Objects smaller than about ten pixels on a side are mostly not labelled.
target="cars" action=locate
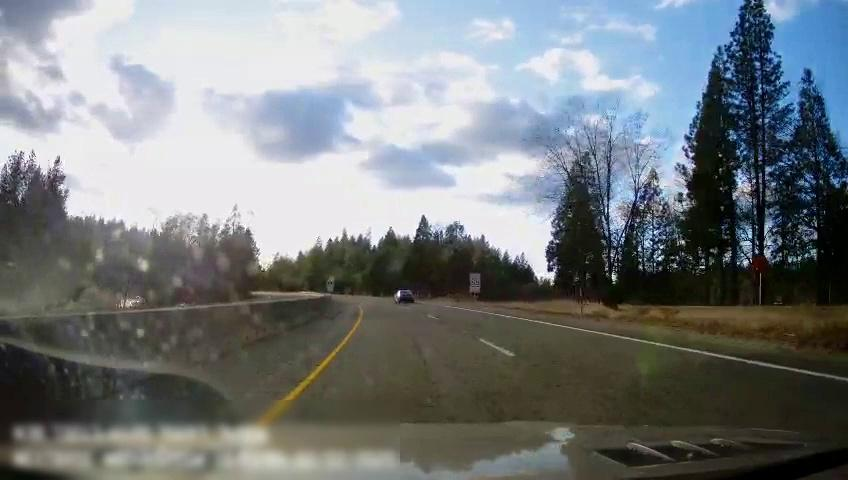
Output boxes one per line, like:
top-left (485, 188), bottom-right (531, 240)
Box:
top-left (394, 289), bottom-right (415, 304)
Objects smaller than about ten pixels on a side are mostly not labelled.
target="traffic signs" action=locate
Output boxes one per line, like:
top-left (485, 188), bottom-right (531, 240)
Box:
top-left (752, 254), bottom-right (769, 274)
top-left (469, 286), bottom-right (481, 294)
top-left (326, 279), bottom-right (334, 292)
top-left (469, 272), bottom-right (481, 287)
